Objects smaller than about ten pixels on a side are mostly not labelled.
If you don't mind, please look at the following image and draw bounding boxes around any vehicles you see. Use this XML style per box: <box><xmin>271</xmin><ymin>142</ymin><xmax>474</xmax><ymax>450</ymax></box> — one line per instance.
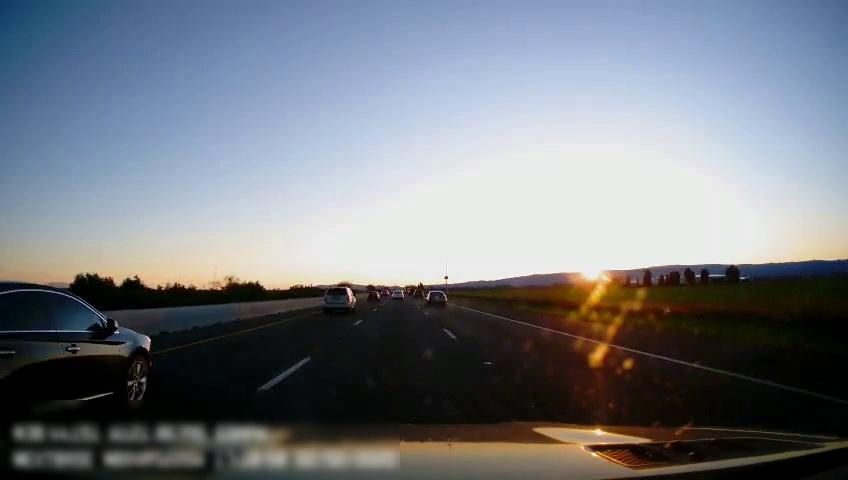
<box><xmin>392</xmin><ymin>290</ymin><xmax>405</xmax><ymax>300</ymax></box>
<box><xmin>0</xmin><ymin>279</ymin><xmax>155</xmax><ymax>447</ymax></box>
<box><xmin>425</xmin><ymin>290</ymin><xmax>448</xmax><ymax>307</ymax></box>
<box><xmin>367</xmin><ymin>290</ymin><xmax>381</xmax><ymax>302</ymax></box>
<box><xmin>321</xmin><ymin>286</ymin><xmax>358</xmax><ymax>316</ymax></box>
<box><xmin>413</xmin><ymin>288</ymin><xmax>424</xmax><ymax>300</ymax></box>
